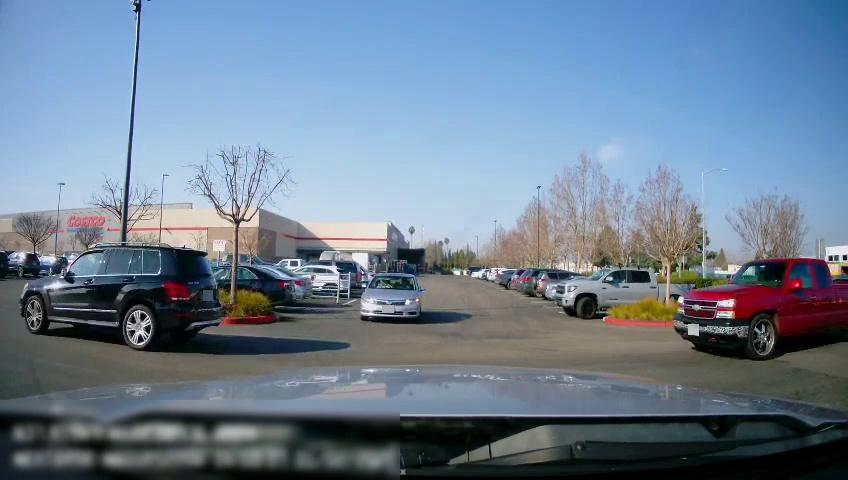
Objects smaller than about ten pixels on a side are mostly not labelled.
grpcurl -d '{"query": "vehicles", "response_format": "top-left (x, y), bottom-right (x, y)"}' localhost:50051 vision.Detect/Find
top-left (520, 266), bottom-right (564, 299)
top-left (555, 267), bottom-right (697, 321)
top-left (309, 260), bottom-right (370, 300)
top-left (358, 271), bottom-right (424, 325)
top-left (290, 264), bottom-right (342, 297)
top-left (208, 259), bottom-right (294, 309)
top-left (670, 257), bottom-right (848, 363)
top-left (470, 269), bottom-right (489, 281)
top-left (495, 268), bottom-right (519, 291)
top-left (37, 252), bottom-right (69, 279)
top-left (535, 269), bottom-right (592, 295)
top-left (319, 249), bottom-right (347, 261)
top-left (0, 248), bottom-right (16, 281)
top-left (274, 259), bottom-right (302, 271)
top-left (16, 241), bottom-right (224, 351)
top-left (508, 267), bottom-right (528, 294)
top-left (543, 279), bottom-right (567, 302)
top-left (8, 251), bottom-right (41, 280)
top-left (486, 265), bottom-right (508, 284)
top-left (267, 265), bottom-right (315, 308)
